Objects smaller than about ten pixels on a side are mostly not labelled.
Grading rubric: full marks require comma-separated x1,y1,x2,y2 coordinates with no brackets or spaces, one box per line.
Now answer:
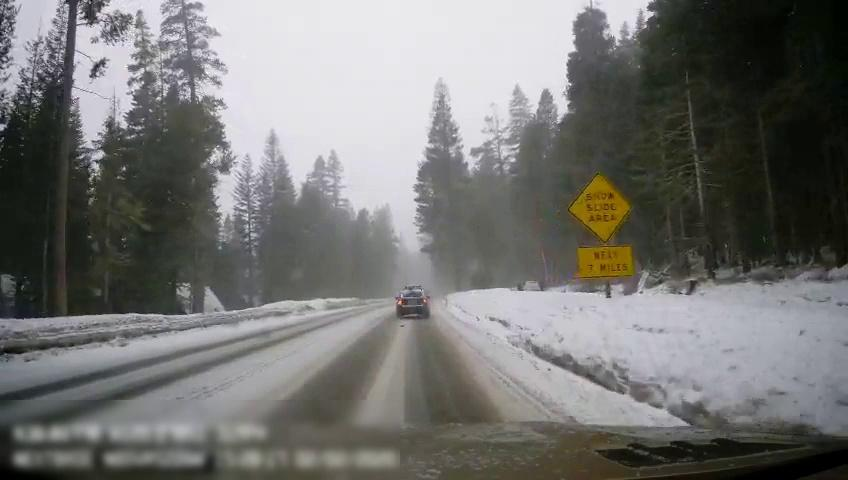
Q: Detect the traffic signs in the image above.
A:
566,170,634,245
576,246,634,281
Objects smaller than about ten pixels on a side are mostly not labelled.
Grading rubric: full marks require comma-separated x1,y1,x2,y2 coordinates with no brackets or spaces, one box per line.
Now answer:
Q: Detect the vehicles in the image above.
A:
523,280,541,292
395,285,432,320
